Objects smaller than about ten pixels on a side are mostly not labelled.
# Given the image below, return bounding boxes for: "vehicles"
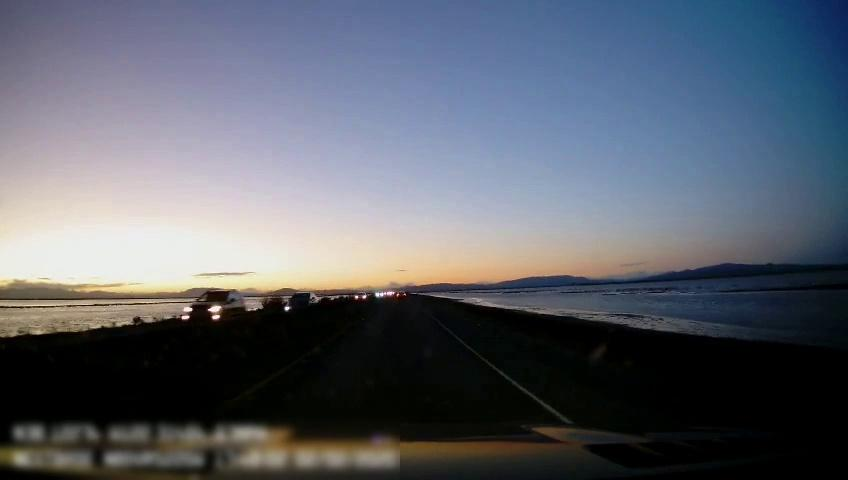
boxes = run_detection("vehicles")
[396,291,407,299]
[283,291,320,313]
[354,291,368,303]
[180,288,247,323]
